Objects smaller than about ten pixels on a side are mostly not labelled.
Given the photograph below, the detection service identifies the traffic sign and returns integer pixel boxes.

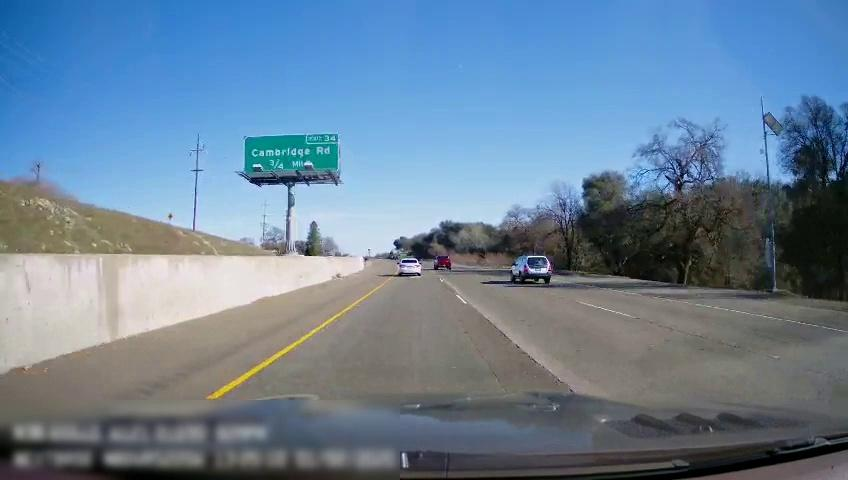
[244,133,340,176]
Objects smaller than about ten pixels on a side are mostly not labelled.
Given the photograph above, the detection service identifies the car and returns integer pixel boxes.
[395,258,421,277]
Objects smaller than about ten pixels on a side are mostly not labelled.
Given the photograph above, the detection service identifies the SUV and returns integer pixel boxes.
[510,255,553,285]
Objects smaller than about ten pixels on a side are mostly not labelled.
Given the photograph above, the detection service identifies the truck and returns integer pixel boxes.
[433,256,451,270]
